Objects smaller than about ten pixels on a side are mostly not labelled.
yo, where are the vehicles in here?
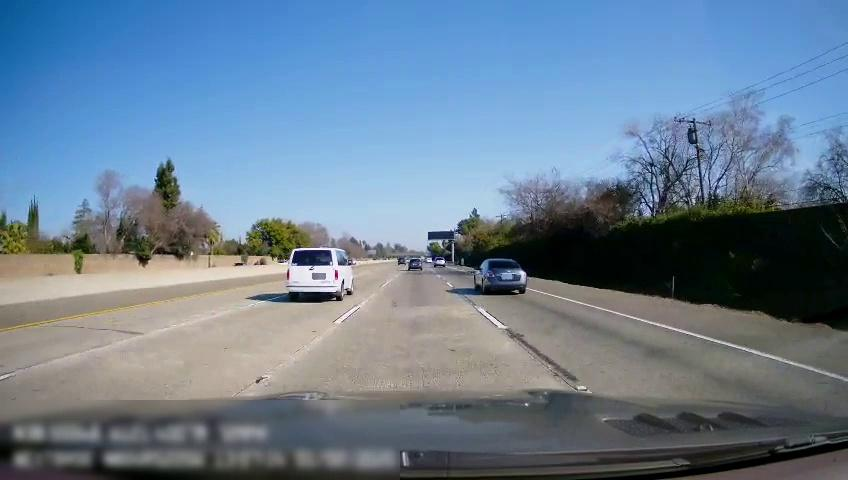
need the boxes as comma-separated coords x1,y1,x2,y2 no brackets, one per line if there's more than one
285,248,356,303
433,256,445,268
233,262,245,266
407,258,424,271
474,258,527,295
